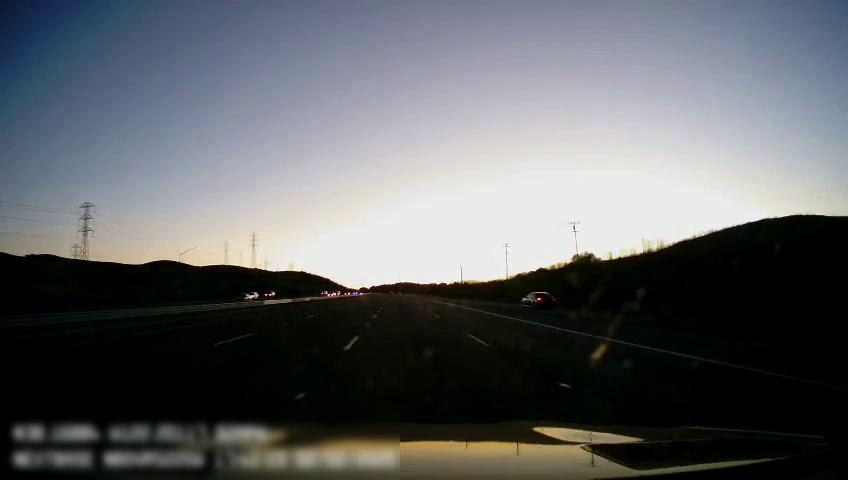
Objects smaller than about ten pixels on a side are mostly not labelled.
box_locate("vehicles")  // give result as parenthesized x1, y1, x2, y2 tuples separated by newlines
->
(245, 291, 259, 299)
(520, 292, 556, 309)
(264, 291, 276, 298)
